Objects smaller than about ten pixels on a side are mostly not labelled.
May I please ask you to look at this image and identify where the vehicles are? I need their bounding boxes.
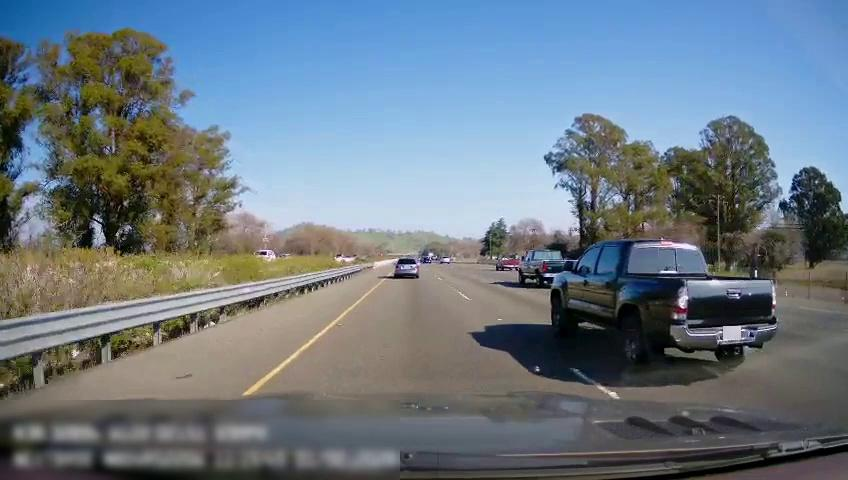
[278,251,292,259]
[439,255,451,265]
[549,237,778,371]
[394,257,420,279]
[518,249,580,288]
[495,253,520,272]
[252,249,277,260]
